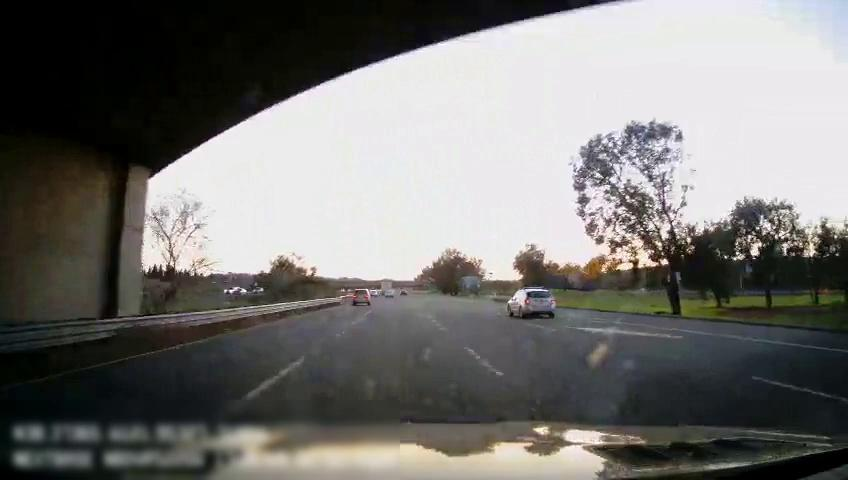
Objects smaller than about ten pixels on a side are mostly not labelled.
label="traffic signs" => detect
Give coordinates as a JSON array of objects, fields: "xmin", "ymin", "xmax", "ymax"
[{"xmin": 461, "ymin": 276, "xmax": 481, "ymax": 288}]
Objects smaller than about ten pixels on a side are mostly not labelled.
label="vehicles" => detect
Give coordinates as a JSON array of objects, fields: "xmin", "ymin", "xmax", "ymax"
[
  {"xmin": 381, "ymin": 280, "xmax": 392, "ymax": 296},
  {"xmin": 507, "ymin": 289, "xmax": 556, "ymax": 320},
  {"xmin": 232, "ymin": 288, "xmax": 248, "ymax": 297},
  {"xmin": 223, "ymin": 286, "xmax": 241, "ymax": 296},
  {"xmin": 352, "ymin": 289, "xmax": 371, "ymax": 306},
  {"xmin": 253, "ymin": 287, "xmax": 265, "ymax": 295}
]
